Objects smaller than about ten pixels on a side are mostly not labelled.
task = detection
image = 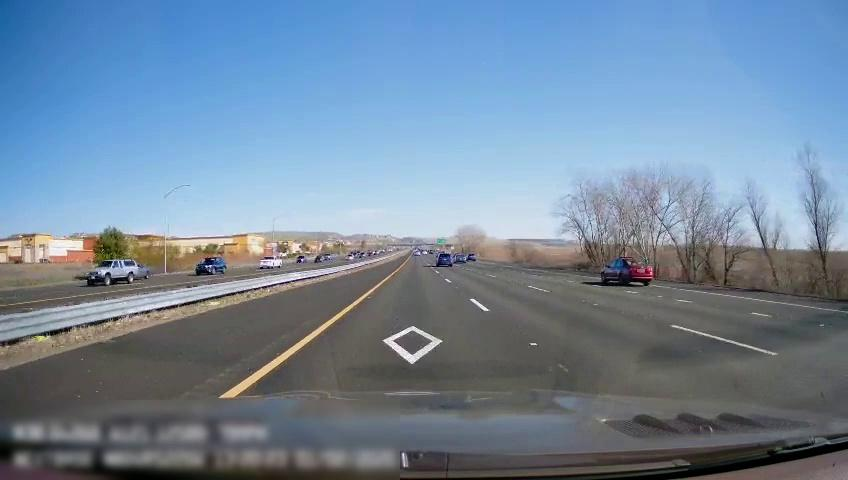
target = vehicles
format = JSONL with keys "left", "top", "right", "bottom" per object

{"left": 314, "top": 255, "right": 324, "bottom": 263}
{"left": 454, "top": 253, "right": 467, "bottom": 263}
{"left": 599, "top": 255, "right": 654, "bottom": 286}
{"left": 195, "top": 257, "right": 227, "bottom": 276}
{"left": 258, "top": 256, "right": 281, "bottom": 270}
{"left": 135, "top": 264, "right": 153, "bottom": 279}
{"left": 86, "top": 258, "right": 140, "bottom": 287}
{"left": 436, "top": 254, "right": 452, "bottom": 268}
{"left": 296, "top": 256, "right": 307, "bottom": 264}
